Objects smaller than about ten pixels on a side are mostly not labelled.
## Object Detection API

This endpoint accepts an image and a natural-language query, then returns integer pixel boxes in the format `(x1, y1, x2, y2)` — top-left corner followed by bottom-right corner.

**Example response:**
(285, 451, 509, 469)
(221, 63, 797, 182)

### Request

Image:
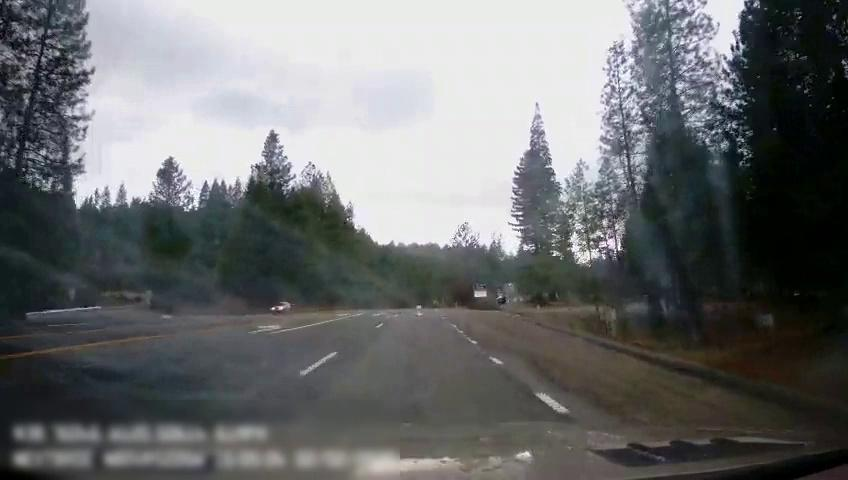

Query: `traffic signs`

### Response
(473, 281, 488, 291)
(474, 290, 488, 298)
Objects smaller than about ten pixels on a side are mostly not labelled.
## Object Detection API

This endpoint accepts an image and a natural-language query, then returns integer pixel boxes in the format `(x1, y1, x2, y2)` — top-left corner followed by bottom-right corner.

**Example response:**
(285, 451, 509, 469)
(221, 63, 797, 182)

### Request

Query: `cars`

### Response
(269, 301, 293, 316)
